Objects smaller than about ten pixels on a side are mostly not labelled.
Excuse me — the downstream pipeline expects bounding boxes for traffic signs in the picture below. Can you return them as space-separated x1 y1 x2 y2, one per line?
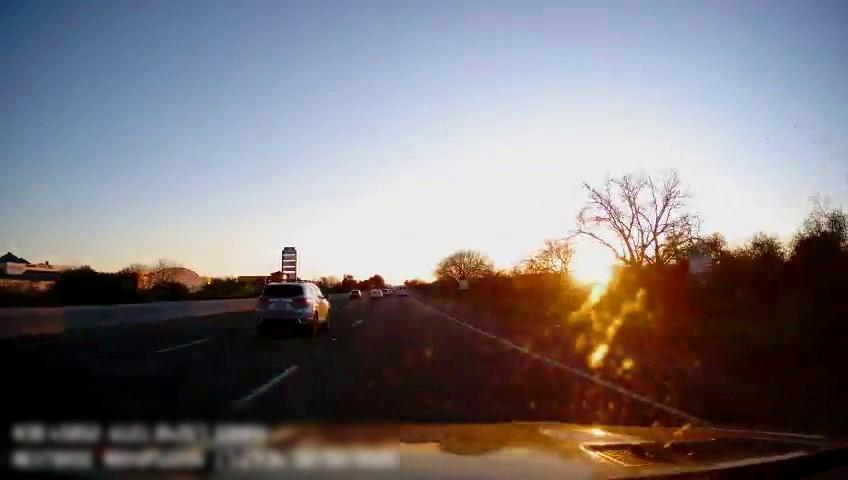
459 279 469 290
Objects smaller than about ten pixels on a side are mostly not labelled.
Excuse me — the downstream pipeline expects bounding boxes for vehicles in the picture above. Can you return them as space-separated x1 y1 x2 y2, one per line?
349 289 363 300
255 280 334 339
370 288 384 300
397 286 409 297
